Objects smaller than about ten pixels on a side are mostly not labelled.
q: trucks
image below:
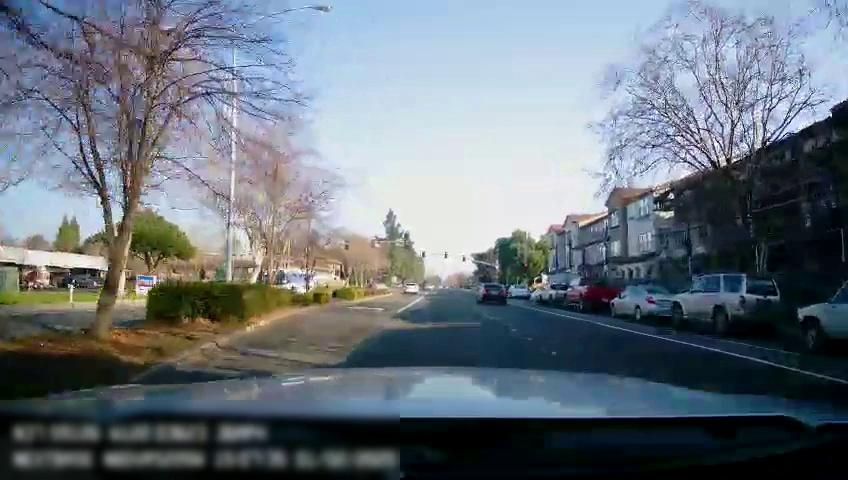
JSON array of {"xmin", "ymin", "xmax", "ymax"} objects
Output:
[
  {"xmin": 561, "ymin": 270, "xmax": 621, "ymax": 314},
  {"xmin": 536, "ymin": 279, "xmax": 569, "ymax": 308}
]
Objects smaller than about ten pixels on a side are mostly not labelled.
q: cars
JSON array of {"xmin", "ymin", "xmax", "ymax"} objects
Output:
[
  {"xmin": 507, "ymin": 282, "xmax": 530, "ymax": 299},
  {"xmin": 64, "ymin": 273, "xmax": 97, "ymax": 290},
  {"xmin": 479, "ymin": 281, "xmax": 507, "ymax": 304},
  {"xmin": 610, "ymin": 282, "xmax": 672, "ymax": 323},
  {"xmin": 404, "ymin": 282, "xmax": 419, "ymax": 294}
]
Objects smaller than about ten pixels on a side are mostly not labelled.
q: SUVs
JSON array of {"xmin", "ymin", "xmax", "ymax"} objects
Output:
[
  {"xmin": 669, "ymin": 270, "xmax": 782, "ymax": 336},
  {"xmin": 794, "ymin": 279, "xmax": 848, "ymax": 350}
]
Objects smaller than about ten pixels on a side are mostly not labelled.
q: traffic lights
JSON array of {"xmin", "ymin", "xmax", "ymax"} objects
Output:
[{"xmin": 343, "ymin": 238, "xmax": 351, "ymax": 251}]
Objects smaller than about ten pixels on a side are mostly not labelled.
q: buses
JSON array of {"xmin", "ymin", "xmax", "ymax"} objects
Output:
[{"xmin": 268, "ymin": 269, "xmax": 306, "ymax": 291}]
